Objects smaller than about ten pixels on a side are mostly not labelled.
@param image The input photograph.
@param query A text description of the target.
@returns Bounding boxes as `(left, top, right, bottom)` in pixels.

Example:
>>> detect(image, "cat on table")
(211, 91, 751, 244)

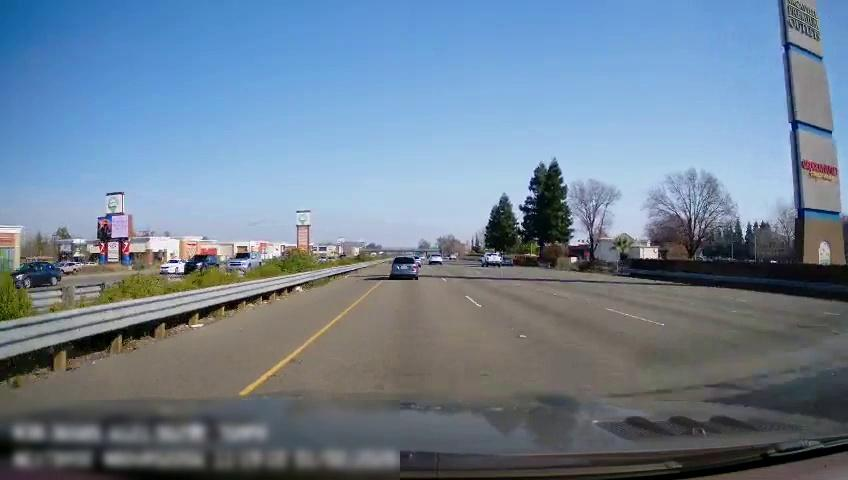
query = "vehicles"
(412, 256, 422, 269)
(158, 258, 186, 275)
(501, 256, 513, 266)
(449, 253, 457, 260)
(225, 252, 263, 272)
(428, 253, 443, 266)
(9, 261, 62, 289)
(481, 252, 502, 267)
(390, 257, 418, 280)
(184, 255, 220, 275)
